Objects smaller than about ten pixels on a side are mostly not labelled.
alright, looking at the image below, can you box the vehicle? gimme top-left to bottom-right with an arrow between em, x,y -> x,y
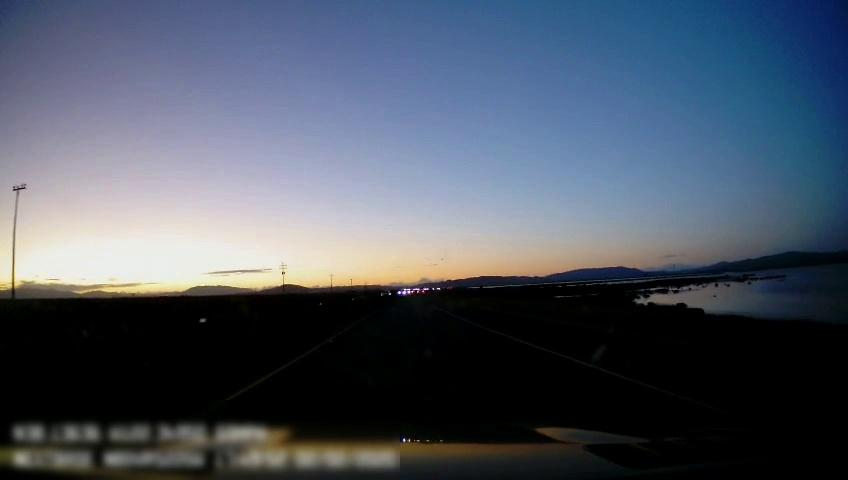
380,290 -> 392,297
